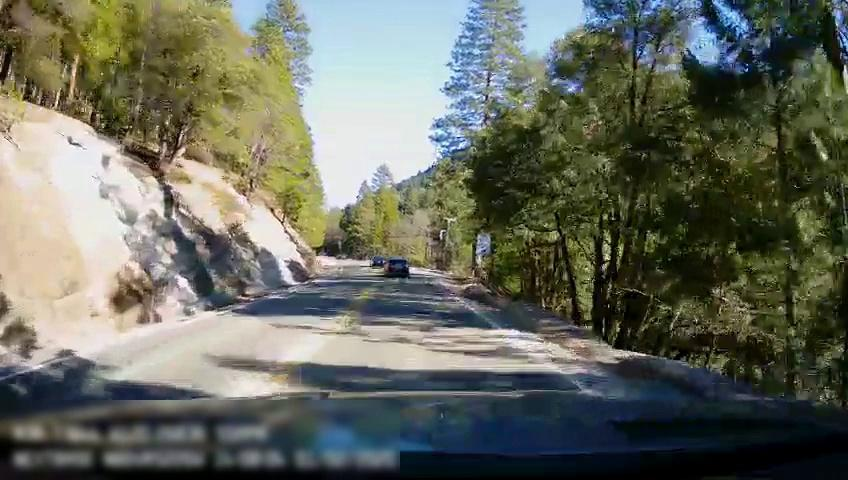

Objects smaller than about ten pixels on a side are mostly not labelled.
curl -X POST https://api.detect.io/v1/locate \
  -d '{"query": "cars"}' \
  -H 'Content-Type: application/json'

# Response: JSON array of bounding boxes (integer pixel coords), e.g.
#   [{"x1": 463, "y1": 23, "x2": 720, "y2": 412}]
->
[
  {"x1": 371, "y1": 255, "x2": 387, "y2": 268},
  {"x1": 382, "y1": 259, "x2": 410, "y2": 278}
]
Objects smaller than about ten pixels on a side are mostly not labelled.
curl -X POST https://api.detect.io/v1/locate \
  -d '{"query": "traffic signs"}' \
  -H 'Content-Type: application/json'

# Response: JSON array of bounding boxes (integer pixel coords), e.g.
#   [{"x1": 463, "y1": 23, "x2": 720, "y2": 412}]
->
[{"x1": 475, "y1": 232, "x2": 492, "y2": 257}]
